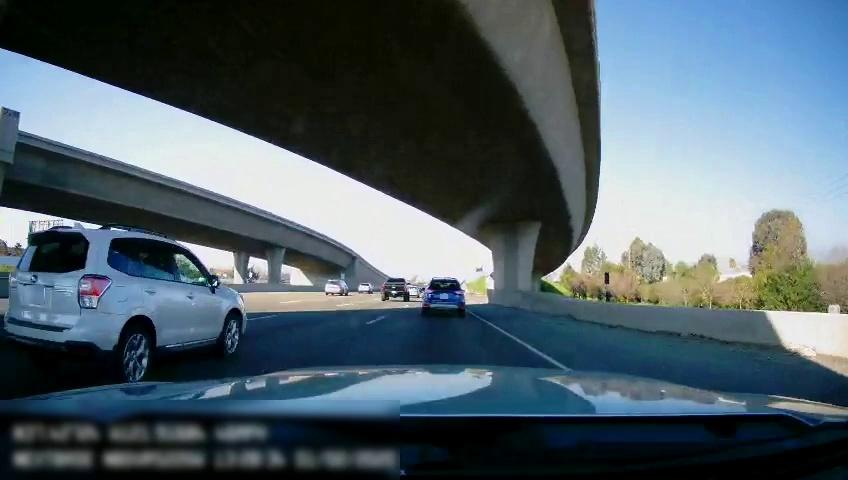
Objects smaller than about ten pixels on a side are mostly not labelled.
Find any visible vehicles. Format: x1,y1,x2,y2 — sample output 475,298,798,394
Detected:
1,228,248,383
422,276,466,319
416,287,426,298
324,279,349,297
381,277,412,302
358,282,374,295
